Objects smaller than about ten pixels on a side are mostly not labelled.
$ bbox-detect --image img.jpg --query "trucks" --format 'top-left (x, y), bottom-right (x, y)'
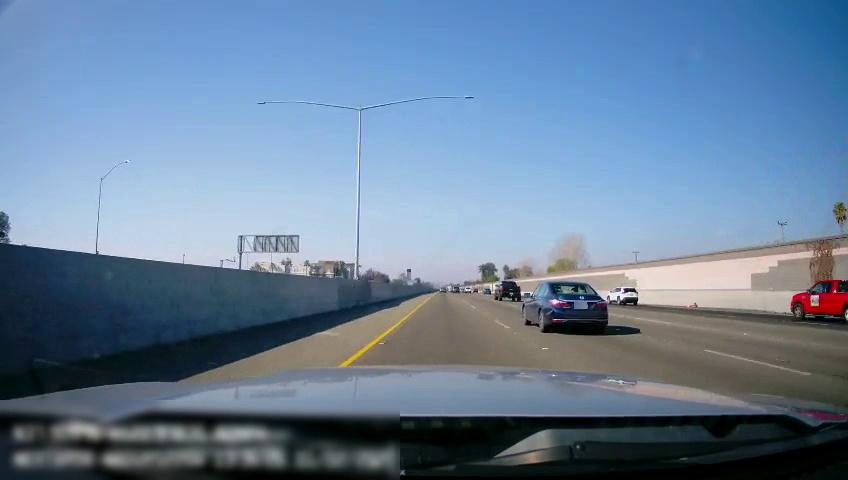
top-left (789, 279), bottom-right (848, 324)
top-left (493, 280), bottom-right (522, 302)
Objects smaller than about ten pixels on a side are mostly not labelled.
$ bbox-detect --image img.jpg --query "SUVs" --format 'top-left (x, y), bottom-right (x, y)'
top-left (607, 287), bottom-right (638, 306)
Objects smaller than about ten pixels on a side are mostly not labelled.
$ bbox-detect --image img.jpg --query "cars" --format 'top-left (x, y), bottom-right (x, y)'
top-left (521, 280), bottom-right (609, 334)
